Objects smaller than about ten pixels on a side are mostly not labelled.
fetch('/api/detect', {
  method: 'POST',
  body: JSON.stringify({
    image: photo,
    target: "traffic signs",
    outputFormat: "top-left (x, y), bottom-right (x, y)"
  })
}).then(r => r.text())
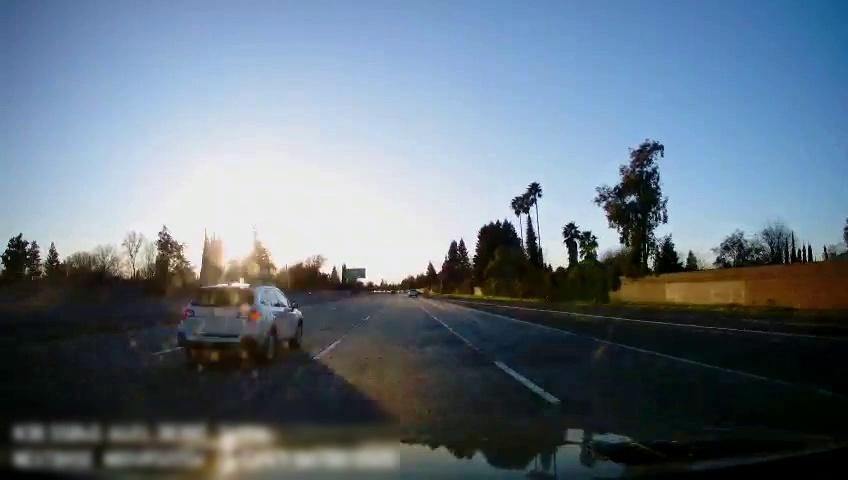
top-left (344, 268), bottom-right (366, 279)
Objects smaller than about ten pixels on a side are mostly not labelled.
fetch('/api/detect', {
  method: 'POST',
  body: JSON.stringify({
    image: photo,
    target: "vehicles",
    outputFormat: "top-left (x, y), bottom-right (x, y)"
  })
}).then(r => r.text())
top-left (176, 285), bottom-right (304, 367)
top-left (407, 288), bottom-right (419, 298)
